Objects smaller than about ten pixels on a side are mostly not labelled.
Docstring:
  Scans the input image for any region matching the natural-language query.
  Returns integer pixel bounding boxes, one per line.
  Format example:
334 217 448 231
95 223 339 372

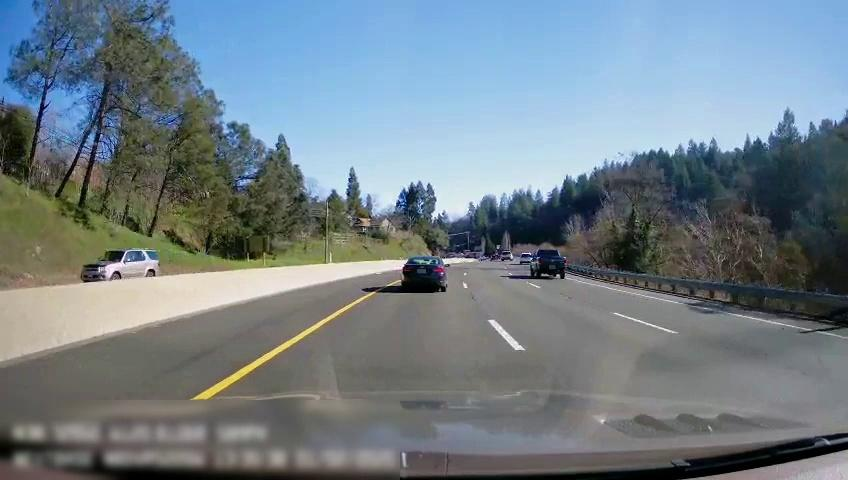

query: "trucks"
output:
500 250 514 262
528 249 568 280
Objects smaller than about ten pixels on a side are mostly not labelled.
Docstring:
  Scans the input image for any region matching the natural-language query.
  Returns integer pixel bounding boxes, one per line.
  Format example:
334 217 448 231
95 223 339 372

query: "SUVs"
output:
79 248 162 283
518 253 532 265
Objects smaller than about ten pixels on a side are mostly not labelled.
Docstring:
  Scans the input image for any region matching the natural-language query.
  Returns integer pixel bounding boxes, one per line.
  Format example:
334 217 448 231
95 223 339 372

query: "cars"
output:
400 254 451 293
